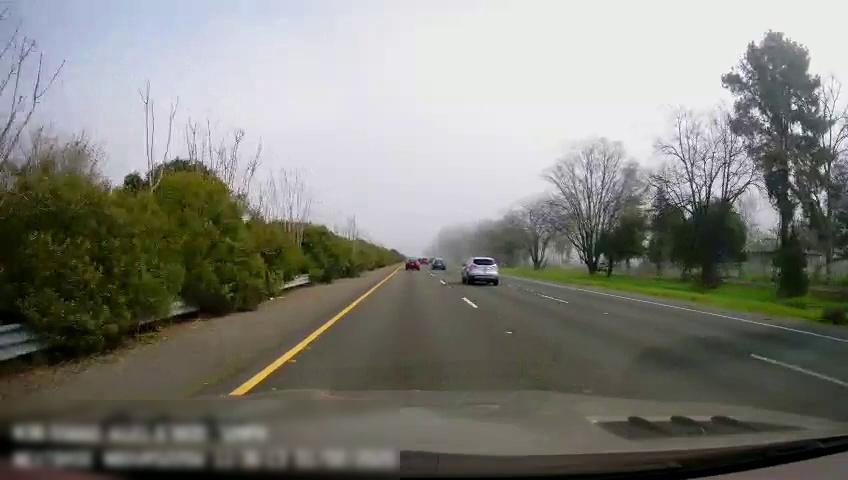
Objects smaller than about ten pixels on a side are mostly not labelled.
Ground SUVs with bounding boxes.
[460,257,499,286]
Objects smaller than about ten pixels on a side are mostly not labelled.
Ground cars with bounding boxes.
[432,259,447,270]
[404,258,420,272]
